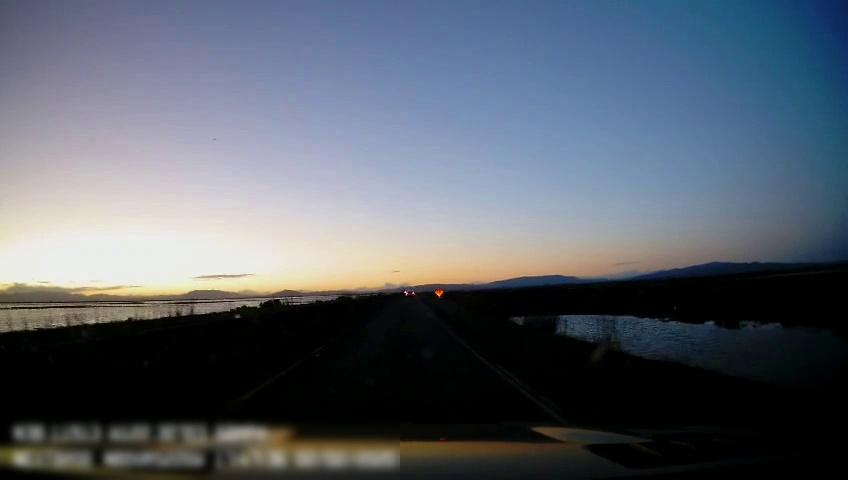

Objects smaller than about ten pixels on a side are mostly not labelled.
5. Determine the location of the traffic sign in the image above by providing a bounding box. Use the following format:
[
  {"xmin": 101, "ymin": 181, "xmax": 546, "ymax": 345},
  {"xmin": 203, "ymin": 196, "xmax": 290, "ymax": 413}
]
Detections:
[{"xmin": 434, "ymin": 287, "xmax": 445, "ymax": 300}]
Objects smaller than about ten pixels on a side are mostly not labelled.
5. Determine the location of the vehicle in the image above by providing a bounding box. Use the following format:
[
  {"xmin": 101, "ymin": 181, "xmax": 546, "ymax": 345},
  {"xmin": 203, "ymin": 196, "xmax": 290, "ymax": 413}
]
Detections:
[{"xmin": 405, "ymin": 290, "xmax": 416, "ymax": 298}]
